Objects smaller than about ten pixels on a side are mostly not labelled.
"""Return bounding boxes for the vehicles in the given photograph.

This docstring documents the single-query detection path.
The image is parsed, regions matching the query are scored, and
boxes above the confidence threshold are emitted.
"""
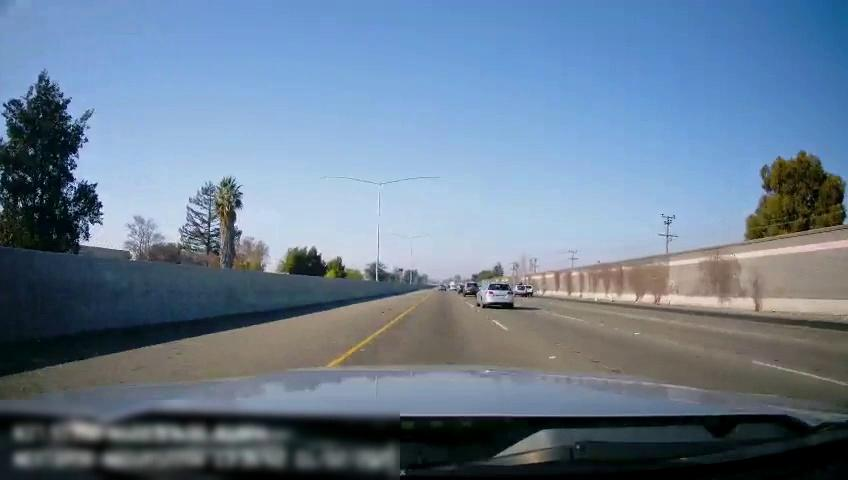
[457,284,466,294]
[512,282,527,297]
[525,285,533,296]
[476,282,515,309]
[462,282,480,297]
